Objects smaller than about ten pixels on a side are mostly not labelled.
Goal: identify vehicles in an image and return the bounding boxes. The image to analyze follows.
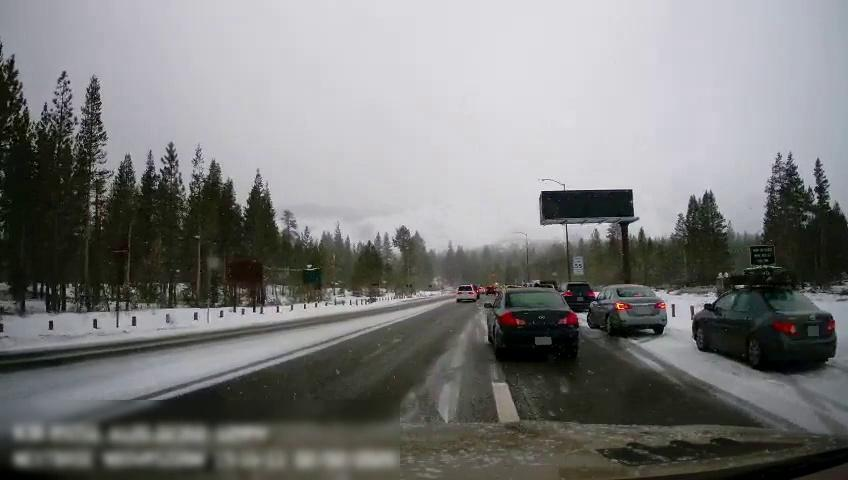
[486,286,496,295]
[690,265,838,372]
[533,284,554,288]
[473,284,481,300]
[586,284,667,338]
[558,281,596,308]
[540,280,557,286]
[456,284,477,302]
[483,286,580,361]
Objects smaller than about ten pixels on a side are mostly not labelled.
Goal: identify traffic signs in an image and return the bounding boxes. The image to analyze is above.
[572,255,584,276]
[748,243,776,267]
